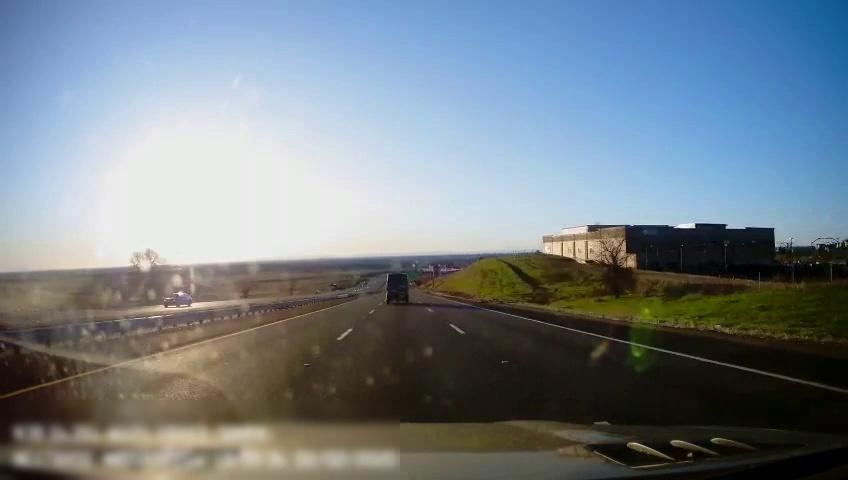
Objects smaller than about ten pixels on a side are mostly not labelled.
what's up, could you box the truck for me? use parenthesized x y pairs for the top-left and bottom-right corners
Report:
(387, 273), (409, 305)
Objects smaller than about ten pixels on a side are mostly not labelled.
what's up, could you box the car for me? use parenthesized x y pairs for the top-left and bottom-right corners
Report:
(163, 292), (193, 308)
